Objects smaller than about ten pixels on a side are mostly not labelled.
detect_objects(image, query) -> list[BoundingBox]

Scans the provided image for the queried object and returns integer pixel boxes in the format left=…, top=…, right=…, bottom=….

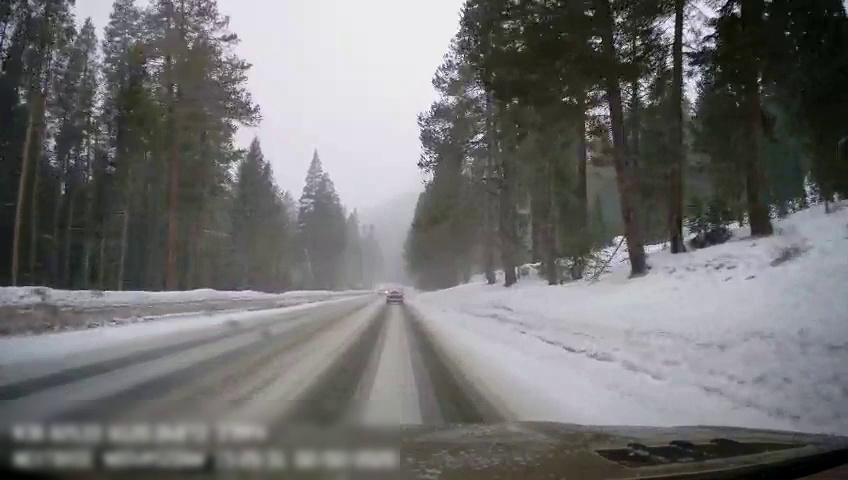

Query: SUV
left=385, top=289, right=404, bottom=305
